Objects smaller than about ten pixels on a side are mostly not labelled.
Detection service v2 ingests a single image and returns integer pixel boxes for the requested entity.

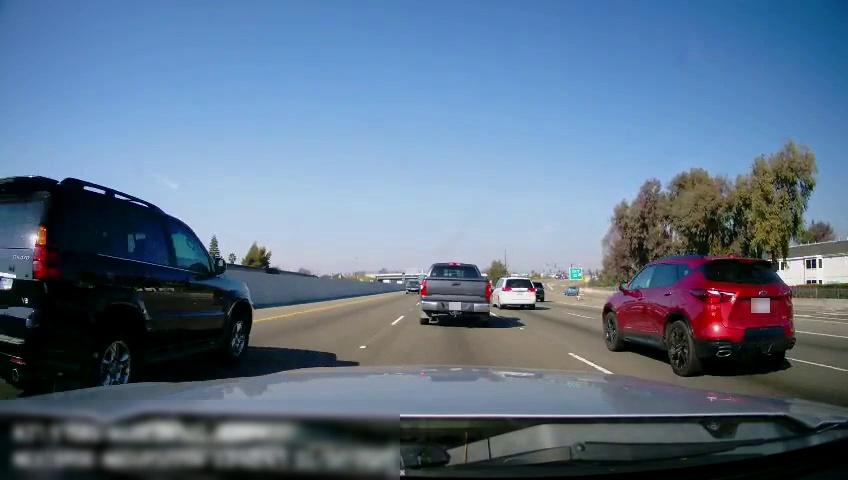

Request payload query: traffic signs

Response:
[567,266,581,281]
[402,272,406,283]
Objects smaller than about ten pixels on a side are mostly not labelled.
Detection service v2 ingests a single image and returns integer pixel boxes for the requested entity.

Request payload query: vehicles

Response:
[0,174,255,397]
[406,280,420,294]
[491,277,536,311]
[419,262,494,328]
[562,285,580,297]
[600,255,797,377]
[533,281,545,302]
